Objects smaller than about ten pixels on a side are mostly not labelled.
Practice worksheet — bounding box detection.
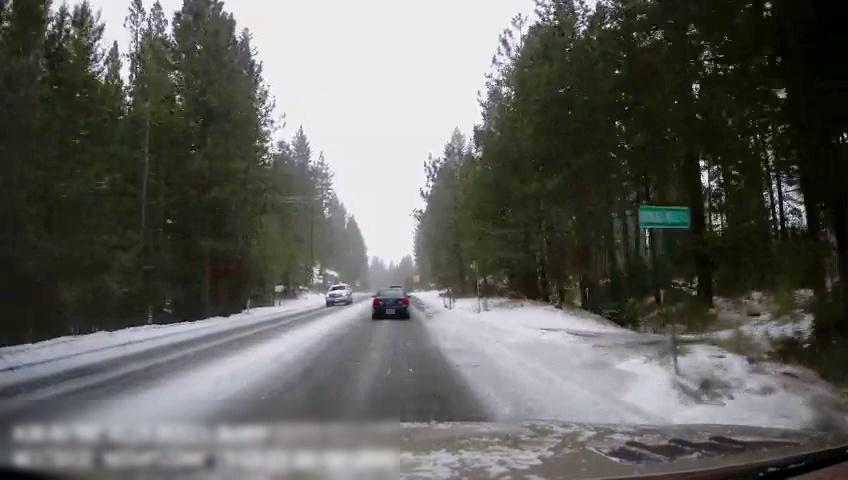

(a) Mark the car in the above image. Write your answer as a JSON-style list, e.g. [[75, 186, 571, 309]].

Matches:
[[371, 287, 412, 320]]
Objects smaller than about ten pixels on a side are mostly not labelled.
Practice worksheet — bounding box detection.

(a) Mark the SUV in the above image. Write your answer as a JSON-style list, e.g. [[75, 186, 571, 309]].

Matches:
[[324, 283, 353, 307]]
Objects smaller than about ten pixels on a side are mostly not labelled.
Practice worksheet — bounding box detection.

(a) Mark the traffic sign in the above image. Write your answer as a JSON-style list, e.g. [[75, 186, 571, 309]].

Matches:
[[638, 204, 692, 228]]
